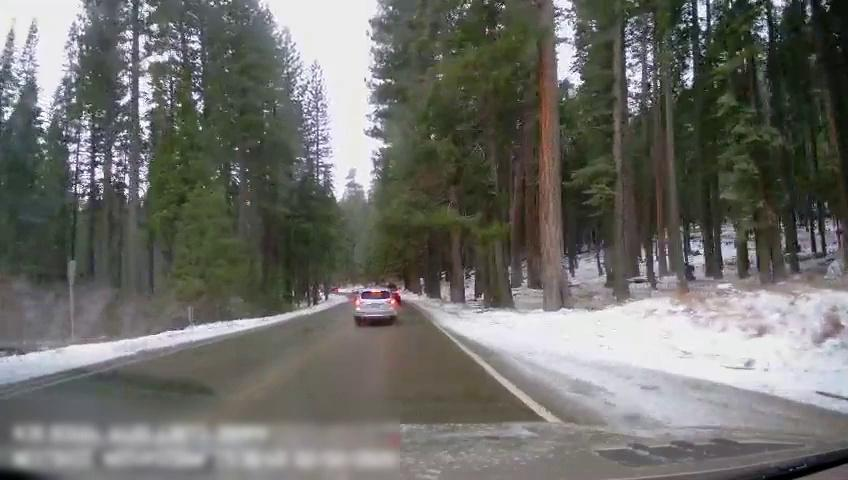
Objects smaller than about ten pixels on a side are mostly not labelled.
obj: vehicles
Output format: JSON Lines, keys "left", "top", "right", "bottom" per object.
{"left": 353, "top": 287, "right": 399, "bottom": 325}
{"left": 381, "top": 286, "right": 402, "bottom": 304}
